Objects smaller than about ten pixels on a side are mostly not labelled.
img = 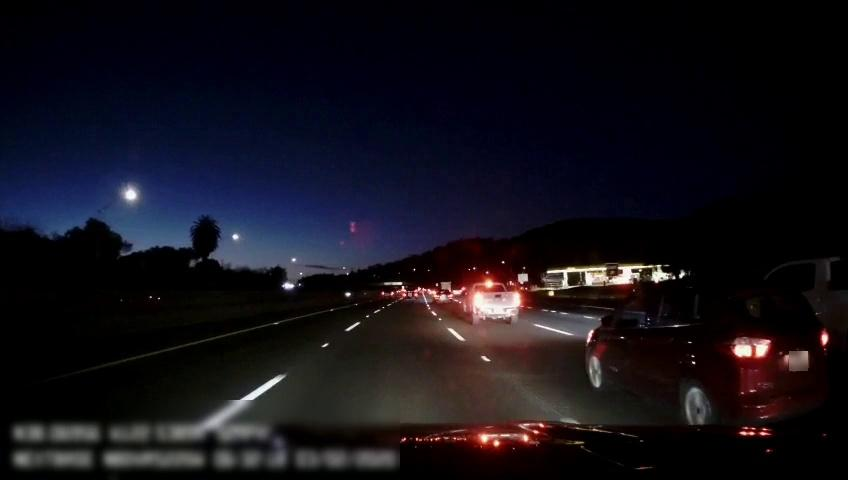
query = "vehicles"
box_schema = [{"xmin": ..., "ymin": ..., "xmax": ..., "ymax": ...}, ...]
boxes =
[
  {"xmin": 402, "ymin": 290, "xmax": 418, "ymax": 302},
  {"xmin": 463, "ymin": 283, "xmax": 520, "ymax": 327},
  {"xmin": 119, "ymin": 293, "xmax": 159, "ymax": 303},
  {"xmin": 441, "ymin": 282, "xmax": 451, "ymax": 290},
  {"xmin": 433, "ymin": 290, "xmax": 453, "ymax": 305},
  {"xmin": 380, "ymin": 287, "xmax": 395, "ymax": 299},
  {"xmin": 584, "ymin": 278, "xmax": 832, "ymax": 427},
  {"xmin": 762, "ymin": 255, "xmax": 848, "ymax": 341}
]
